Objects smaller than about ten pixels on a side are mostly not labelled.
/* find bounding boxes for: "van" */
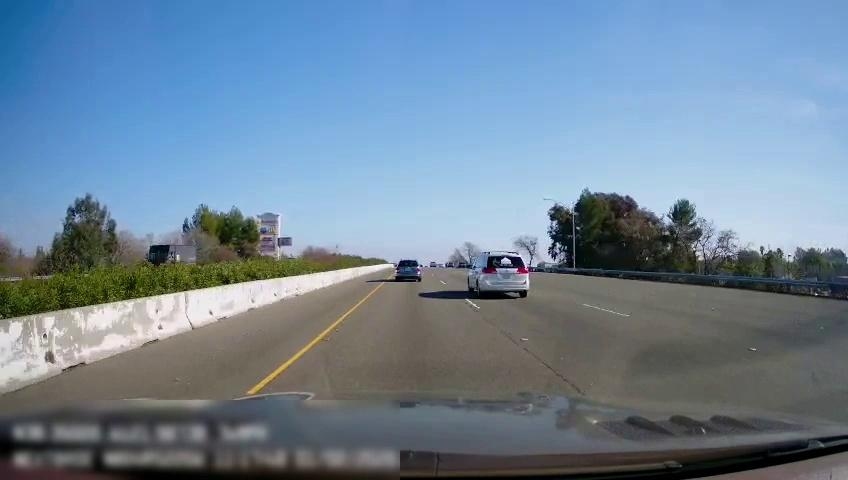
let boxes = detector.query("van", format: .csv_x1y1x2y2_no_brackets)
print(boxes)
465,254,530,298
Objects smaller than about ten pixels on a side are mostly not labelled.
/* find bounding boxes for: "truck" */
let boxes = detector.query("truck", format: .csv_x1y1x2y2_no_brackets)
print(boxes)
144,244,197,267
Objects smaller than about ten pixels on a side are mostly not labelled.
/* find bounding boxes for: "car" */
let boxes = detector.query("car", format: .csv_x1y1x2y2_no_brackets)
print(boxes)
393,260,423,282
